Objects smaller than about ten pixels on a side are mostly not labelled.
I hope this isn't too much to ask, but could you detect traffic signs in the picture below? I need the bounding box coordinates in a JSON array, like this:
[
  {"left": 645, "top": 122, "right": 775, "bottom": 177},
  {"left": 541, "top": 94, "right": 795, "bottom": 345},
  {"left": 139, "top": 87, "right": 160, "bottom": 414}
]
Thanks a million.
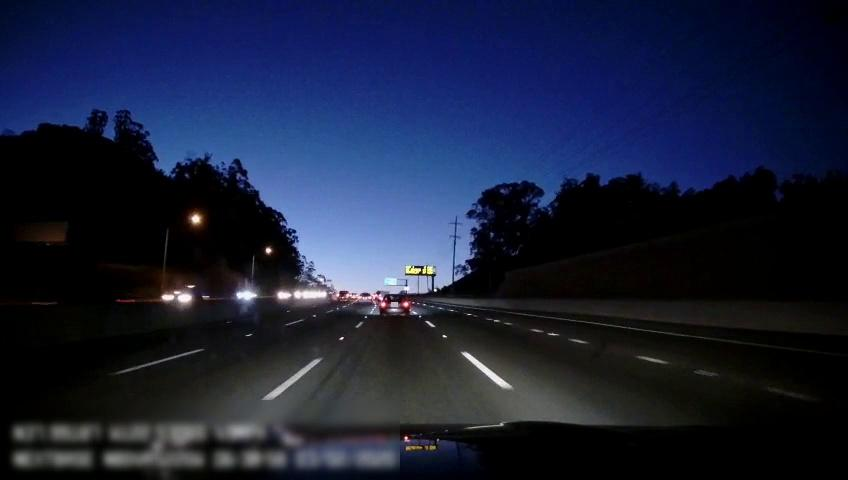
[{"left": 385, "top": 278, "right": 397, "bottom": 285}]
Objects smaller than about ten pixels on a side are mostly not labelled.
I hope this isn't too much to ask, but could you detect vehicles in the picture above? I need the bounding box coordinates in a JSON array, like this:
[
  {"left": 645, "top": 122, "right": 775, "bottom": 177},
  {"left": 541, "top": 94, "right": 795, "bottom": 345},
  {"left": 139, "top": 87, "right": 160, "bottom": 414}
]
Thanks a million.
[
  {"left": 378, "top": 293, "right": 410, "bottom": 320},
  {"left": 236, "top": 289, "right": 258, "bottom": 300},
  {"left": 357, "top": 292, "right": 373, "bottom": 306},
  {"left": 337, "top": 290, "right": 351, "bottom": 302},
  {"left": 165, "top": 289, "right": 210, "bottom": 303},
  {"left": 378, "top": 291, "right": 392, "bottom": 300}
]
